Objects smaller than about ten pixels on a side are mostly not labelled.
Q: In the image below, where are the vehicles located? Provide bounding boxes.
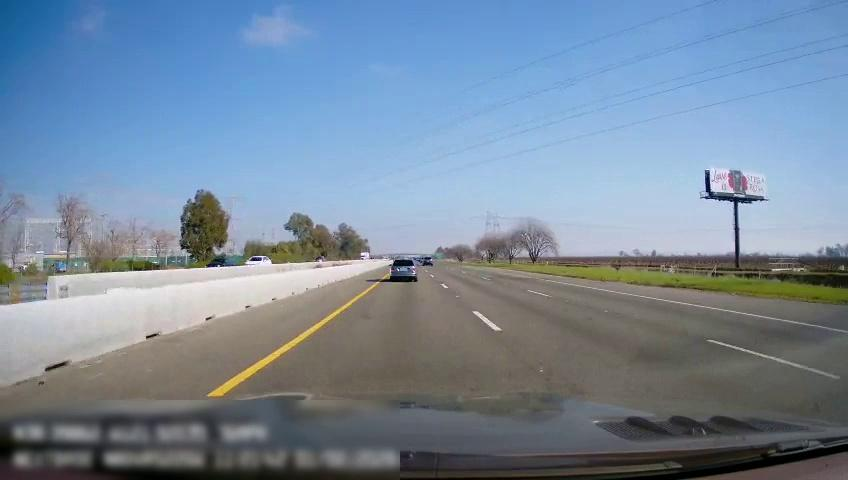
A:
[313,255,328,264]
[422,256,434,267]
[389,259,418,282]
[205,257,234,269]
[243,255,272,267]
[360,251,371,261]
